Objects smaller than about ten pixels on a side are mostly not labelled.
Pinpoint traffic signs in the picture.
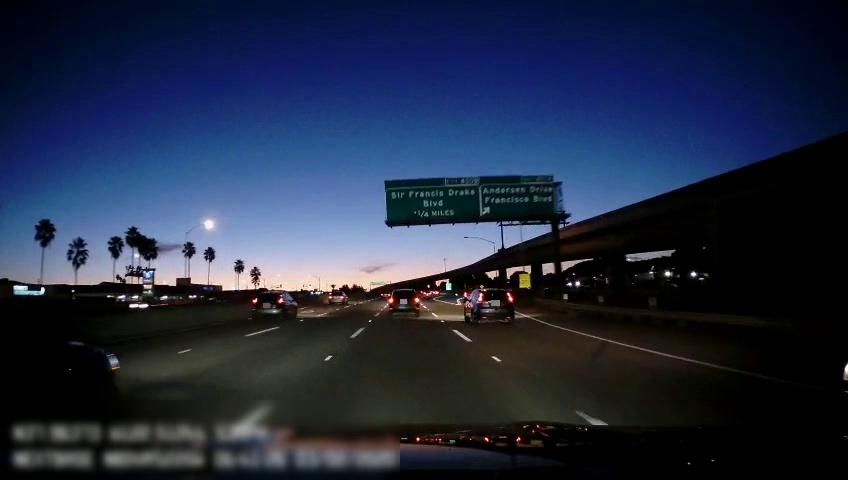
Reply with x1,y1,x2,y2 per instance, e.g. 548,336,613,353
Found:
386,182,562,219
519,273,531,290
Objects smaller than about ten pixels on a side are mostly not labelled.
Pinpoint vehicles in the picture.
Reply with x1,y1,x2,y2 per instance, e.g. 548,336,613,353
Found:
0,315,122,438
328,290,349,306
839,362,848,435
250,290,298,324
388,289,421,319
464,288,515,326
464,288,476,299
380,289,393,299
